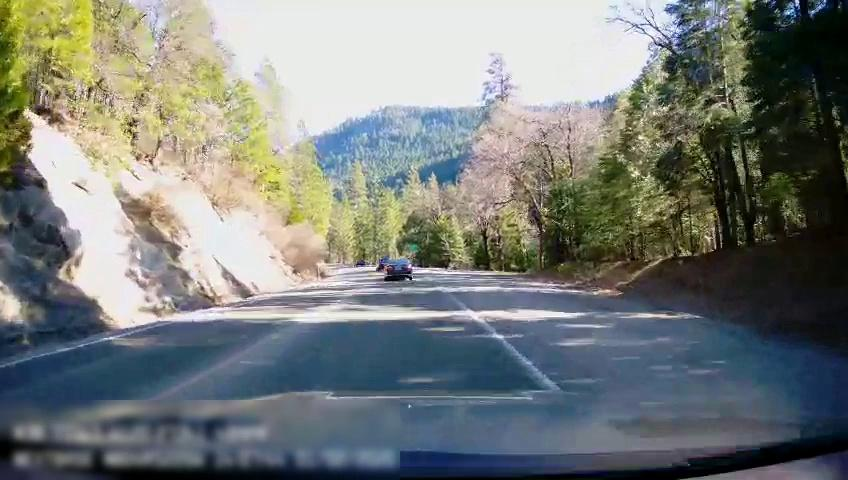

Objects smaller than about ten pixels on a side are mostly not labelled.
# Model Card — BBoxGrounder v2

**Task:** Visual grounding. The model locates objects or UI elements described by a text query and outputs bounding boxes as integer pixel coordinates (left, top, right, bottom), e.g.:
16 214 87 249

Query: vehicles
383 260 413 282
376 256 390 272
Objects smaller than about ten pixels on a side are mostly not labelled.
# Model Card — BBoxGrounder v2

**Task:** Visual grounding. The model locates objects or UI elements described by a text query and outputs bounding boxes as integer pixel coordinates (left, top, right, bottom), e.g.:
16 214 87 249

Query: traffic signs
407 244 418 252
